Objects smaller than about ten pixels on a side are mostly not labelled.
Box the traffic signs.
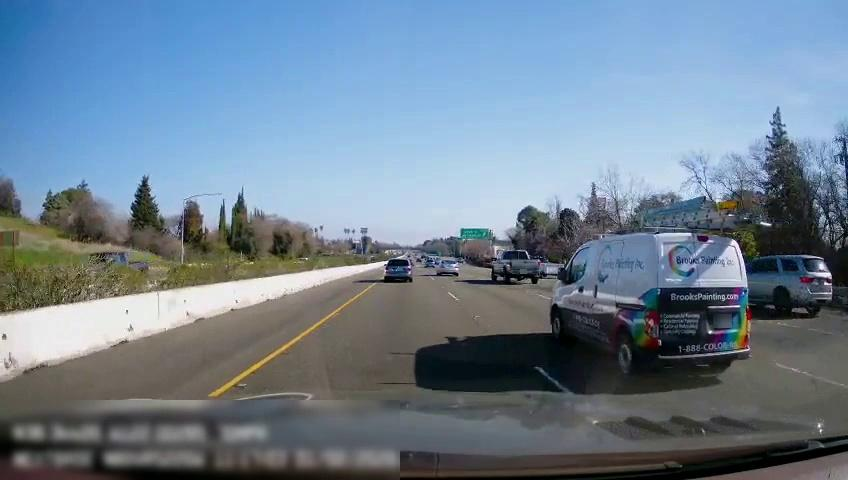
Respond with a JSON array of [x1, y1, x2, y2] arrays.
[[460, 228, 491, 239]]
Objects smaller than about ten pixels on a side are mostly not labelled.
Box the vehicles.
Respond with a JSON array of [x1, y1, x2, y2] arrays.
[[382, 258, 415, 283], [533, 256, 566, 278], [424, 260, 435, 268], [745, 254, 833, 317], [87, 251, 149, 274], [491, 250, 544, 284], [435, 257, 460, 277], [549, 232, 752, 381]]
